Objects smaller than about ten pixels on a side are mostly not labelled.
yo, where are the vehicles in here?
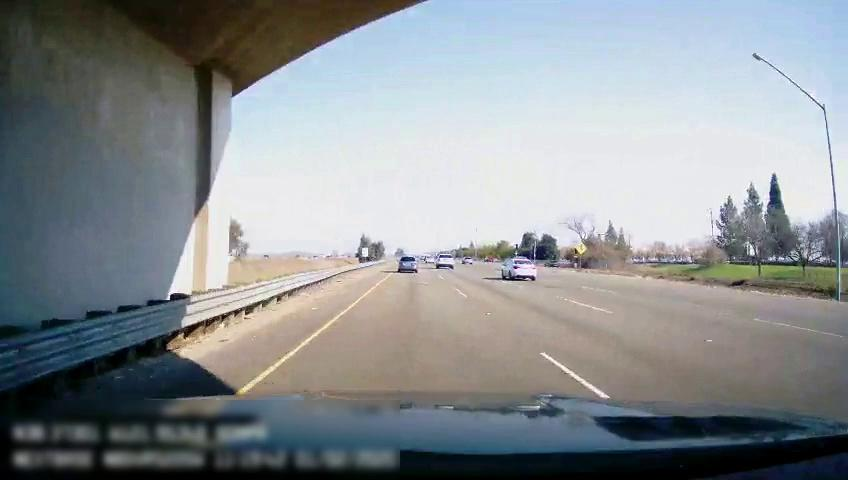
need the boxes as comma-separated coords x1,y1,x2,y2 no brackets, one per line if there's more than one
483,255,496,263
501,258,536,281
424,254,435,264
396,256,418,273
543,259,561,269
435,254,455,270
461,256,473,265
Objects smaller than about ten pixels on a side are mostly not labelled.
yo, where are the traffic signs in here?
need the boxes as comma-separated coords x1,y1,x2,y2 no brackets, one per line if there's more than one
361,247,369,258
575,243,588,255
